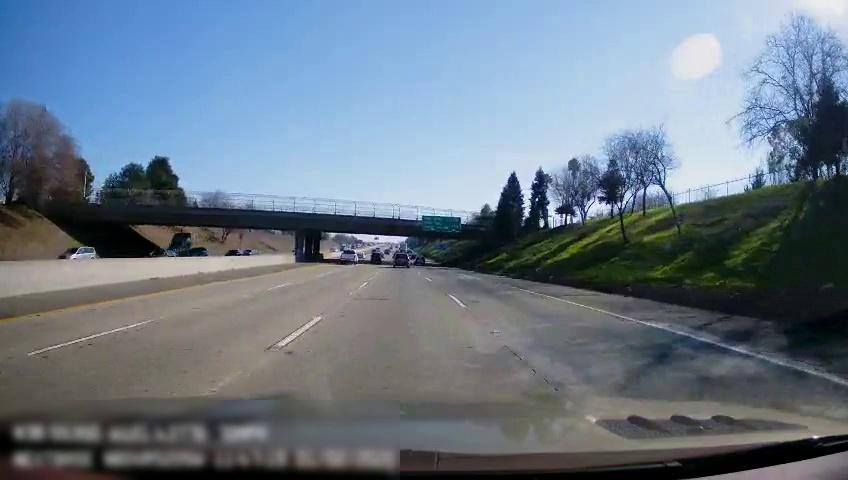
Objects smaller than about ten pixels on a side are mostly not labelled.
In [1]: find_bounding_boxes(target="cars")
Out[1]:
[240,249,256,257]
[225,249,241,257]
[370,251,382,263]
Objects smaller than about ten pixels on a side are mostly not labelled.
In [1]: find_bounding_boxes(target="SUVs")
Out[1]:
[339,249,360,265]
[56,246,97,261]
[393,252,410,268]
[145,248,177,258]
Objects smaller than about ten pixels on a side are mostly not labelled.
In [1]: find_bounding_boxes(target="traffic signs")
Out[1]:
[421,216,462,234]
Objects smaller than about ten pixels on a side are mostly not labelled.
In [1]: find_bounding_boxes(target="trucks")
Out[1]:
[168,232,208,258]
